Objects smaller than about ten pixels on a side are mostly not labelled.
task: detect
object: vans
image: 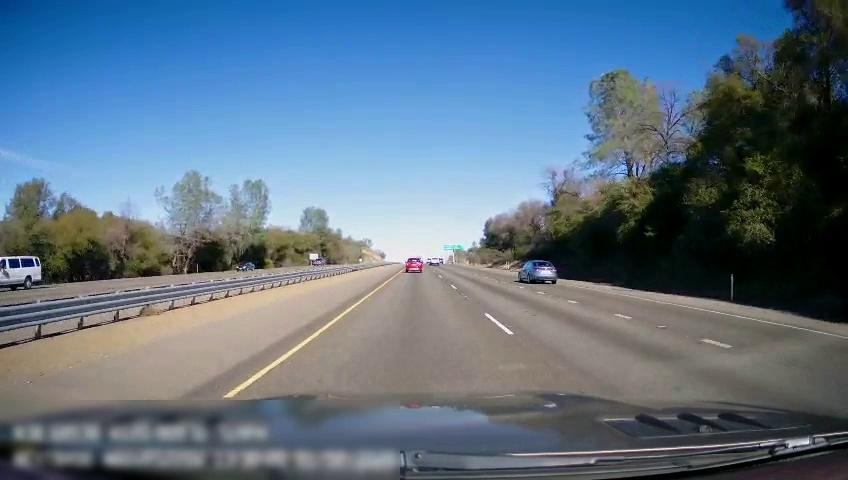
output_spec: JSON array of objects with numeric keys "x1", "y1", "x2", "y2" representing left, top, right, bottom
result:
[{"x1": 0, "y1": 256, "x2": 43, "y2": 291}]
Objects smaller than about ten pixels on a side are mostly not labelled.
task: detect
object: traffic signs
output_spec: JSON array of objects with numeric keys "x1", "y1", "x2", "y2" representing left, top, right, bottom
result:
[{"x1": 448, "y1": 243, "x2": 464, "y2": 251}]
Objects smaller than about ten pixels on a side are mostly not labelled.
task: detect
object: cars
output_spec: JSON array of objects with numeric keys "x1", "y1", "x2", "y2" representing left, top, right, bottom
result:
[
  {"x1": 405, "y1": 257, "x2": 424, "y2": 273},
  {"x1": 518, "y1": 260, "x2": 558, "y2": 284},
  {"x1": 234, "y1": 261, "x2": 257, "y2": 272}
]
